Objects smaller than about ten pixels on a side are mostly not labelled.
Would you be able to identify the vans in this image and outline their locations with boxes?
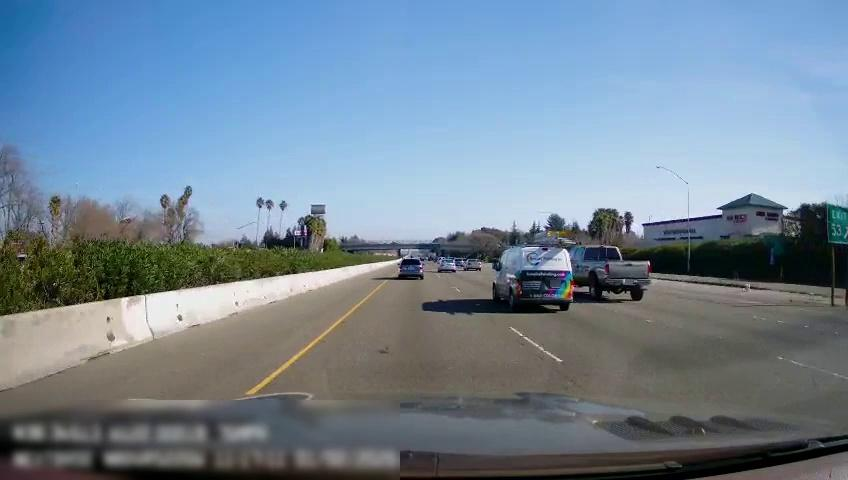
[490,245,574,311]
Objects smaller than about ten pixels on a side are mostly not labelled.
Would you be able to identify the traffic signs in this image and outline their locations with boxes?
[825,204,848,243]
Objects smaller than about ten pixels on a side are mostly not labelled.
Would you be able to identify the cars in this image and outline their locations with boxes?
[464,258,482,272]
[438,258,456,272]
[396,257,424,280]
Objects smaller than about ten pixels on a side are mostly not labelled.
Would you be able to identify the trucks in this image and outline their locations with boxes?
[570,243,651,302]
